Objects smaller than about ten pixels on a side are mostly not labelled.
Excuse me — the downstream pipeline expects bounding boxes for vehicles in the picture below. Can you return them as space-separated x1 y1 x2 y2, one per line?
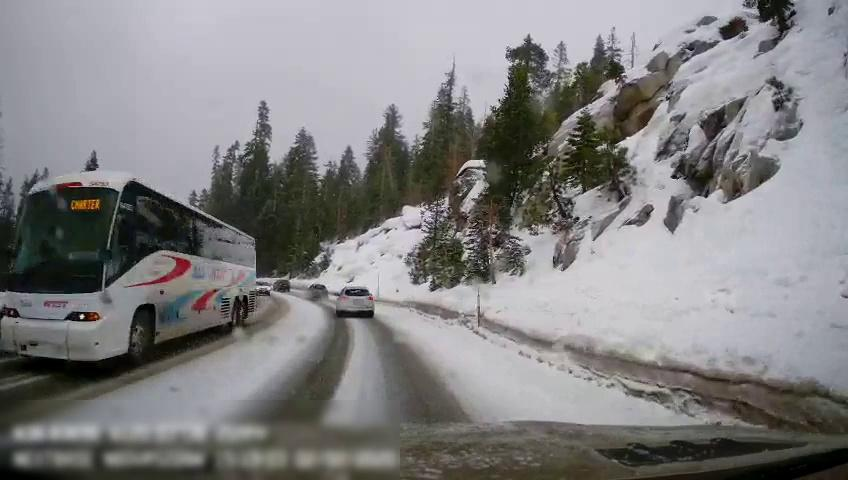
0 172 257 367
333 286 375 318
273 279 290 292
256 279 271 296
305 283 328 301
